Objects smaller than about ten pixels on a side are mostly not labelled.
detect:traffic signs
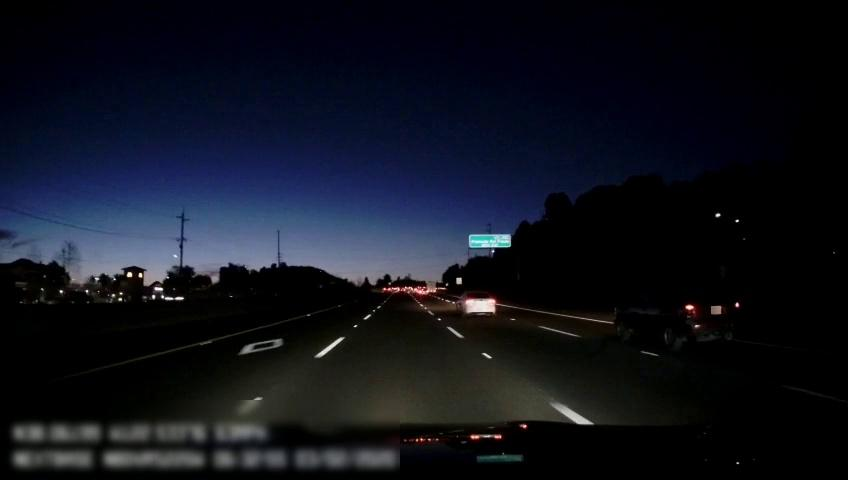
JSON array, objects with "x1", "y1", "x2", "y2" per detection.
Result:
[{"x1": 468, "y1": 234, "x2": 512, "y2": 248}]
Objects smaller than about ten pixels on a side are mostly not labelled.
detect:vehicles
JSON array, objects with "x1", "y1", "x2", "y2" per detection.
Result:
[
  {"x1": 426, "y1": 281, "x2": 436, "y2": 296},
  {"x1": 614, "y1": 276, "x2": 743, "y2": 356},
  {"x1": 455, "y1": 290, "x2": 496, "y2": 319}
]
